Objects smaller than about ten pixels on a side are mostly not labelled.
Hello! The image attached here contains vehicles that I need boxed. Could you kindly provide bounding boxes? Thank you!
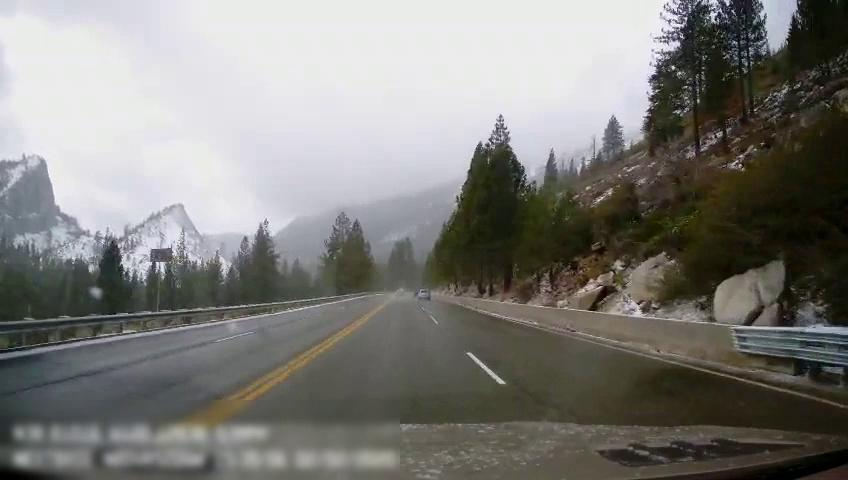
[417,288,431,300]
[394,288,407,298]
